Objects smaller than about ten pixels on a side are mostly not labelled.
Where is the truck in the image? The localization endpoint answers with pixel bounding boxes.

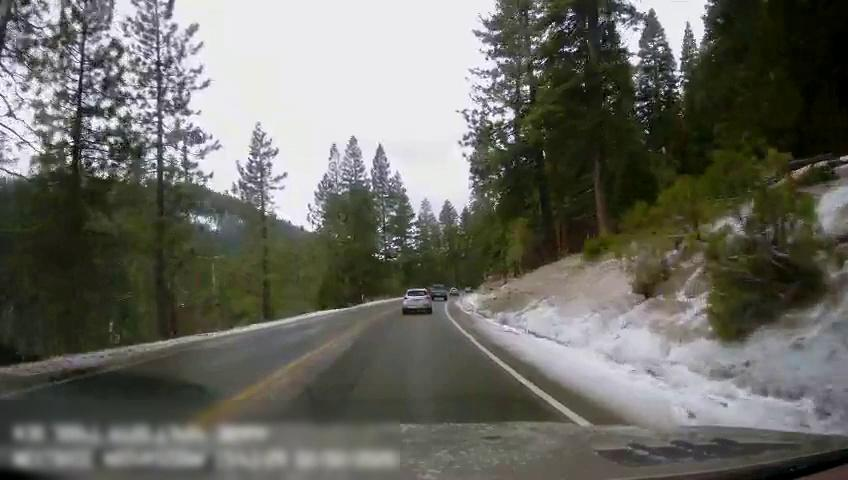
[430,283,448,300]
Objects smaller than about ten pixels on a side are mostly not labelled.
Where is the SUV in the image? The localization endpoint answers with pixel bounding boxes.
[402,289,431,314]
